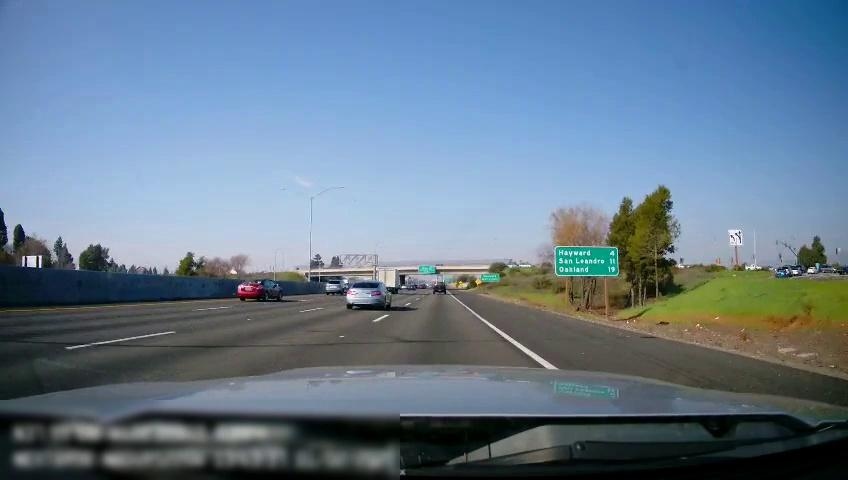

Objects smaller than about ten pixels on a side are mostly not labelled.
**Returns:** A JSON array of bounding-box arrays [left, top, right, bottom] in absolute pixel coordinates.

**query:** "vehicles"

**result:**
[[346, 280, 393, 311], [378, 266, 401, 294], [433, 281, 447, 294], [820, 264, 837, 273], [783, 265, 793, 278], [745, 264, 762, 271], [789, 265, 803, 277], [774, 266, 788, 278], [325, 279, 351, 296], [237, 277, 284, 303], [808, 266, 818, 274]]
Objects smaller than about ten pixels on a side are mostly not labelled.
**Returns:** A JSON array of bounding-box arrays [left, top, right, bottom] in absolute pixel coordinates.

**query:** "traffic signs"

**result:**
[[419, 265, 436, 275], [728, 229, 743, 246], [555, 245, 619, 276], [479, 273, 500, 282]]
